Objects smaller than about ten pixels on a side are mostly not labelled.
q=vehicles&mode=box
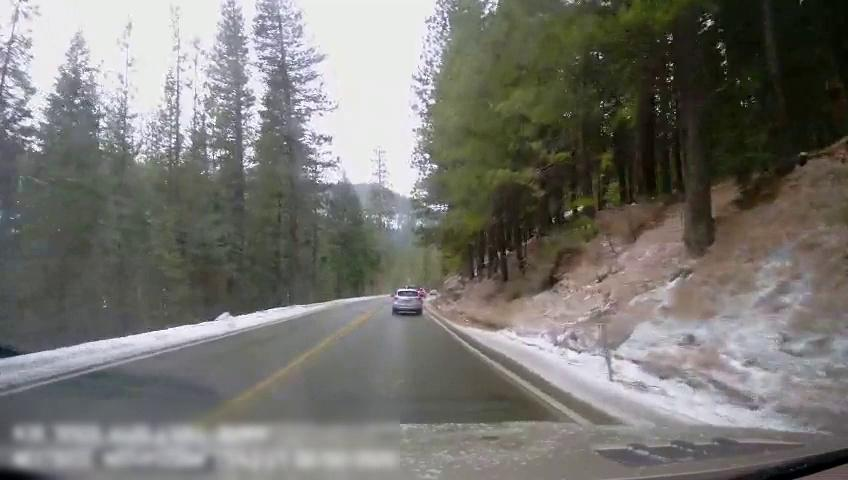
[391,289,424,315]
[401,285,417,290]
